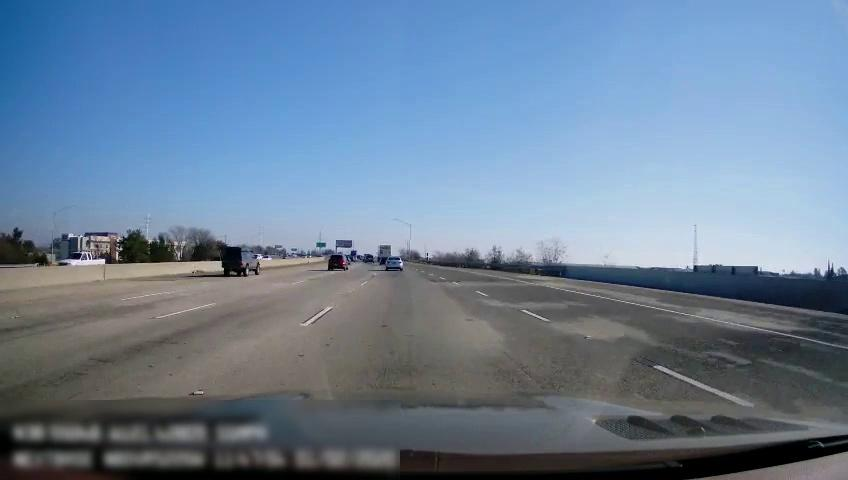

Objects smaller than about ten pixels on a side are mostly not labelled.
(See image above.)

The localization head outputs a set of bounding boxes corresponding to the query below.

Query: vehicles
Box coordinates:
[57,251,105,267]
[384,255,405,272]
[378,255,389,266]
[327,253,350,272]
[376,243,393,262]
[220,251,261,277]
[363,254,375,264]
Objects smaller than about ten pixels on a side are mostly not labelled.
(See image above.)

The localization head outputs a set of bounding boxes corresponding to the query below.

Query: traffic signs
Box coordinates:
[315,242,327,248]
